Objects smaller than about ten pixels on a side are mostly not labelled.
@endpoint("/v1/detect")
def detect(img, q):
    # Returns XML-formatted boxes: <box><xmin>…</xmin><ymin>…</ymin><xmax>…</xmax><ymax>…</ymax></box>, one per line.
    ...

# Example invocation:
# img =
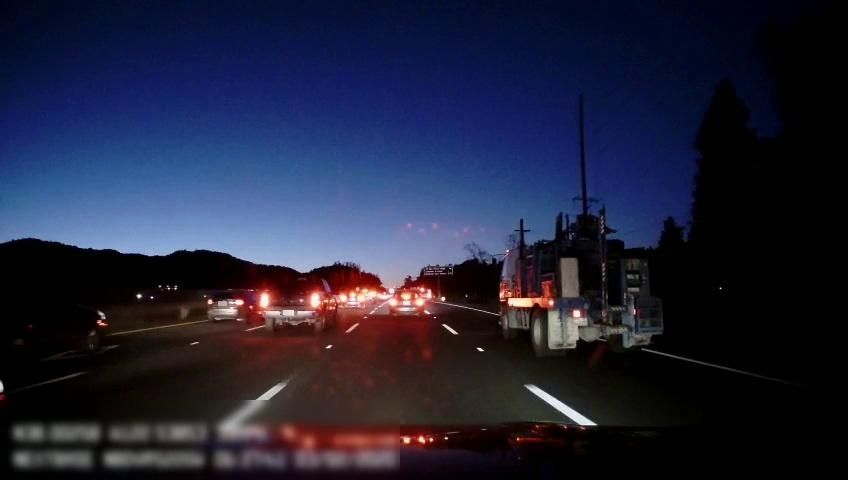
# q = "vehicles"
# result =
<box><xmin>490</xmin><ymin>236</ymin><xmax>664</xmax><ymax>358</ymax></box>
<box><xmin>206</xmin><ymin>289</ymin><xmax>252</xmax><ymax>321</ymax></box>
<box><xmin>389</xmin><ymin>290</ymin><xmax>418</xmax><ymax>316</ymax></box>
<box><xmin>259</xmin><ymin>274</ymin><xmax>338</xmax><ymax>335</ymax></box>
<box><xmin>348</xmin><ymin>290</ymin><xmax>368</xmax><ymax>307</ymax></box>
<box><xmin>0</xmin><ymin>279</ymin><xmax>108</xmax><ymax>360</ymax></box>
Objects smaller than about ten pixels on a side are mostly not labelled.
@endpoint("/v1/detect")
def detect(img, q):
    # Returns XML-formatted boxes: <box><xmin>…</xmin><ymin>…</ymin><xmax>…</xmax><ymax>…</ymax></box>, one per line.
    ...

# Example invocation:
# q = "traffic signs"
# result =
<box><xmin>423</xmin><ymin>267</ymin><xmax>453</xmax><ymax>275</ymax></box>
